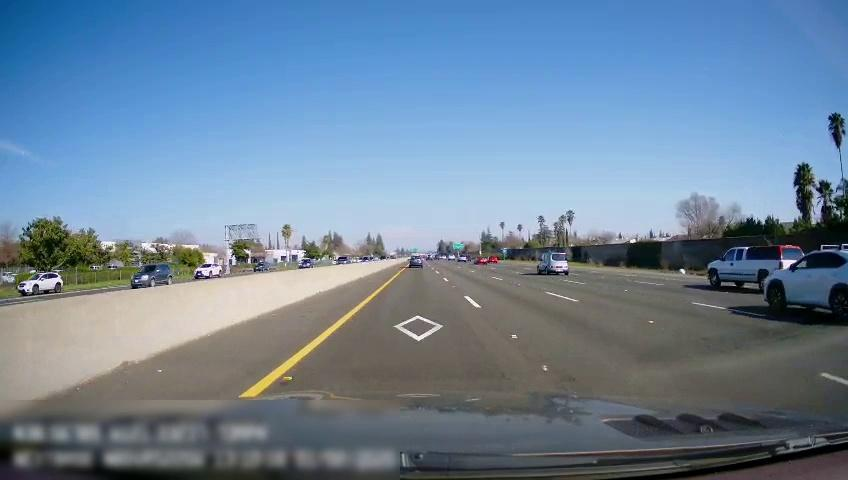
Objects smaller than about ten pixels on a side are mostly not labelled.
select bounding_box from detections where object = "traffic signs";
[450,243,465,250]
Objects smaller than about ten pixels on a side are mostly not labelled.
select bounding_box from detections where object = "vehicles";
[16,271,65,296]
[193,264,222,279]
[254,260,272,273]
[706,245,805,293]
[457,254,468,263]
[335,257,351,265]
[764,251,848,323]
[130,264,174,290]
[486,256,498,265]
[407,254,425,269]
[299,257,315,270]
[474,255,490,266]
[536,253,570,277]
